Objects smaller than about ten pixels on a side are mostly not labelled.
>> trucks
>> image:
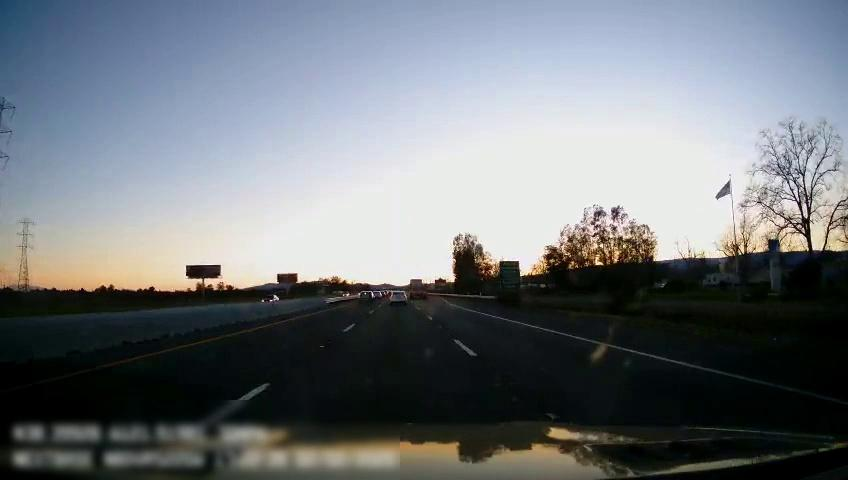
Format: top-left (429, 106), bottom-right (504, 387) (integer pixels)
top-left (408, 278), bottom-right (428, 300)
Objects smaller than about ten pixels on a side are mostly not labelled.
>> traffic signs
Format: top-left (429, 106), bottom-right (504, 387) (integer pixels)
top-left (499, 260), bottom-right (521, 277)
top-left (500, 276), bottom-right (523, 291)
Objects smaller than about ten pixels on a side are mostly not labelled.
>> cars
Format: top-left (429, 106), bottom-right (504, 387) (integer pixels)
top-left (260, 294), bottom-right (280, 303)
top-left (389, 290), bottom-right (409, 306)
top-left (358, 291), bottom-right (375, 306)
